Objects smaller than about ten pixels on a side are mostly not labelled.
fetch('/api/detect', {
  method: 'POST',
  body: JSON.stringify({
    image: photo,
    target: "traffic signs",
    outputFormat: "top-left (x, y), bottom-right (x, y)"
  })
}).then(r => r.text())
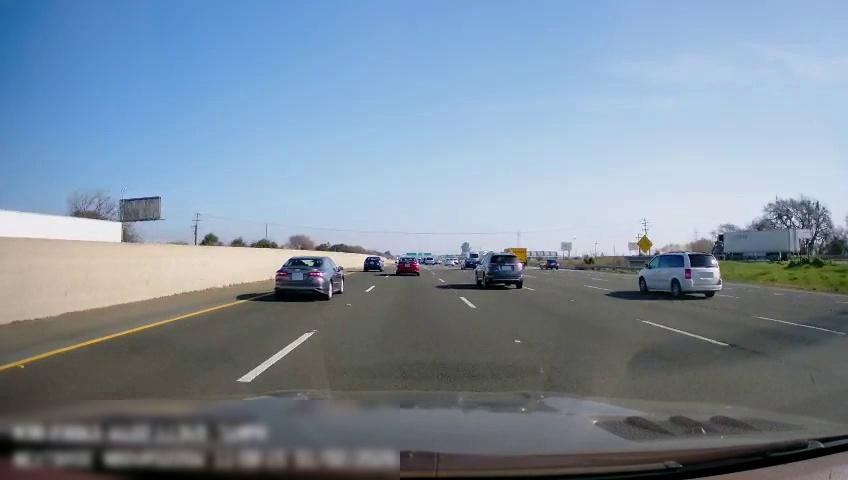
top-left (560, 241), bottom-right (572, 251)
top-left (636, 234), bottom-right (654, 255)
top-left (627, 241), bottom-right (639, 251)
top-left (406, 252), bottom-right (417, 257)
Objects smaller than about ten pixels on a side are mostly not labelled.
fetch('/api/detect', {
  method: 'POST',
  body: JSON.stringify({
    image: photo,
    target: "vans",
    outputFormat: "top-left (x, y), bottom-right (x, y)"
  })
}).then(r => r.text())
top-left (465, 252), bottom-right (480, 264)
top-left (636, 250), bottom-right (723, 299)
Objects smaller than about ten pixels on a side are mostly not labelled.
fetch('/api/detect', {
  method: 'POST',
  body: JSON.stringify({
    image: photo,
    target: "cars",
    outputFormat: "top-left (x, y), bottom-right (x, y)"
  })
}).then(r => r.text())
top-left (460, 257), bottom-right (476, 271)
top-left (274, 256), bottom-right (345, 301)
top-left (394, 257), bottom-right (421, 277)
top-left (538, 259), bottom-right (560, 271)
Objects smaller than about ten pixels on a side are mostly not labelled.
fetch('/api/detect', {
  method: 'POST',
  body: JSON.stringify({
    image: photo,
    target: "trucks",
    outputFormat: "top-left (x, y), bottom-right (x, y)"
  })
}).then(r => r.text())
top-left (503, 247), bottom-right (528, 266)
top-left (0, 208), bottom-right (123, 243)
top-left (710, 228), bottom-right (801, 262)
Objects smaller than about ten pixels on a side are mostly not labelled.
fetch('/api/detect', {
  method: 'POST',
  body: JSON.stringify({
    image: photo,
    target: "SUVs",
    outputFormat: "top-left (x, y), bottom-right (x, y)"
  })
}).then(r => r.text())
top-left (473, 253), bottom-right (526, 290)
top-left (363, 257), bottom-right (385, 272)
